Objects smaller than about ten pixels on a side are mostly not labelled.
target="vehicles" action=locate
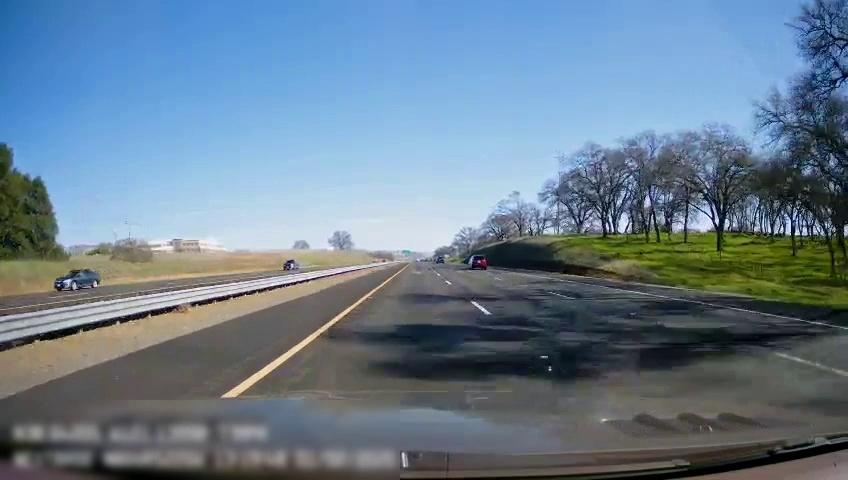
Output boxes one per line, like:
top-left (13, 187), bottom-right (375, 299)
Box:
top-left (54, 269), bottom-right (102, 292)
top-left (469, 254), bottom-right (487, 270)
top-left (283, 260), bottom-right (299, 271)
